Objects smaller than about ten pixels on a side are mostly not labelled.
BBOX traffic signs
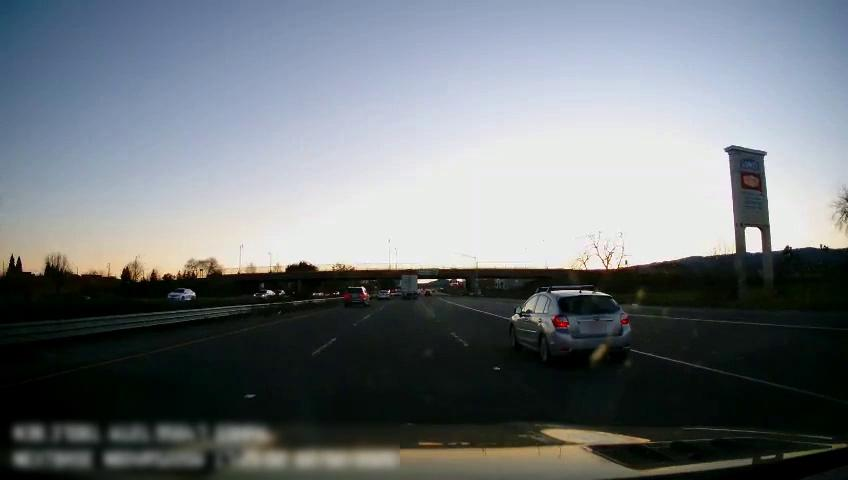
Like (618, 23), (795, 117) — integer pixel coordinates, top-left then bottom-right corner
(418, 268), (440, 277)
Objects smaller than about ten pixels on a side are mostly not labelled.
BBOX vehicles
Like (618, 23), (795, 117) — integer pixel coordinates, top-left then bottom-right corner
(508, 290), (633, 368)
(274, 290), (286, 298)
(253, 289), (275, 301)
(402, 275), (418, 299)
(312, 289), (326, 299)
(344, 287), (371, 308)
(168, 288), (196, 303)
(378, 289), (391, 300)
